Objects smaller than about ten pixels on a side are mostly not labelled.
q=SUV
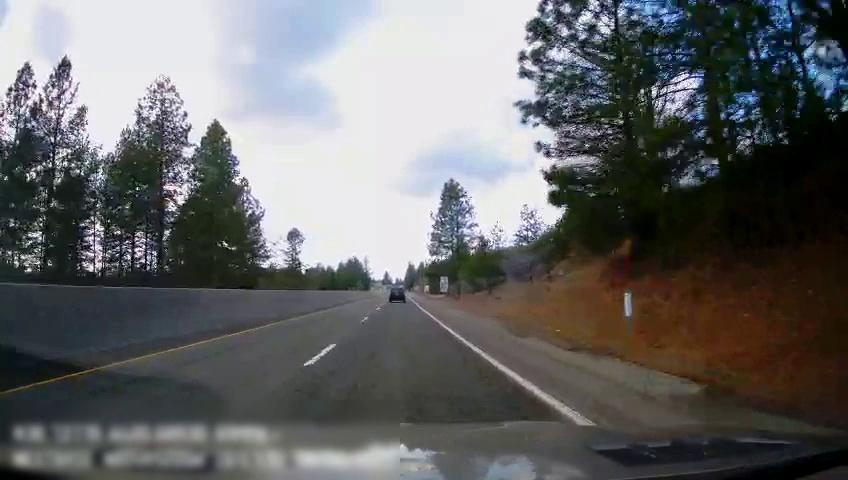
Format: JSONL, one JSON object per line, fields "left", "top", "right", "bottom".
{"left": 389, "top": 286, "right": 407, "bottom": 303}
